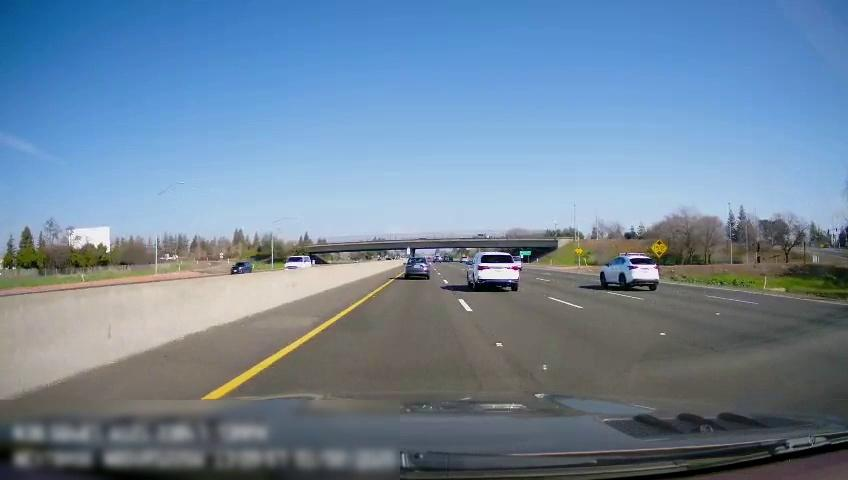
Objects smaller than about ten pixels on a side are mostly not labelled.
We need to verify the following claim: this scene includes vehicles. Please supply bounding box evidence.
[465,251,520,293]
[598,255,659,291]
[403,256,432,280]
[230,261,254,275]
[511,256,524,272]
[284,255,311,271]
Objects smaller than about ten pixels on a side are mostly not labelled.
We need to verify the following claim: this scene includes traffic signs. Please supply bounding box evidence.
[520,250,532,257]
[652,238,668,259]
[575,245,583,256]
